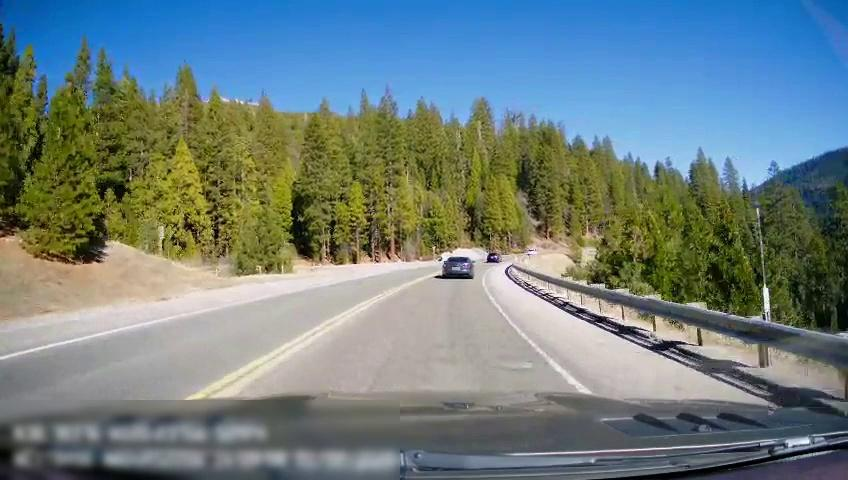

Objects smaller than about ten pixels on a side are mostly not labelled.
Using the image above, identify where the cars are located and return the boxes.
[442,256,476,280]
[485,251,499,264]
